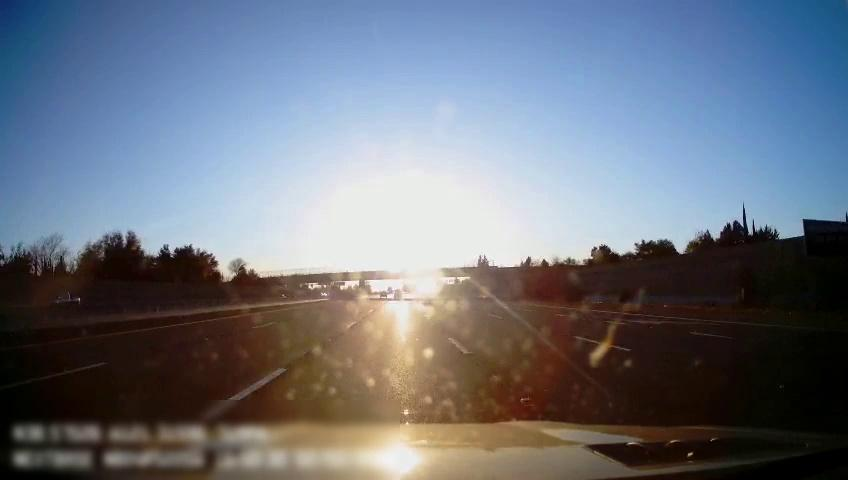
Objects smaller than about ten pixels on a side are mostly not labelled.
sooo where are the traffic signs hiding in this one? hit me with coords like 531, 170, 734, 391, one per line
802, 218, 848, 258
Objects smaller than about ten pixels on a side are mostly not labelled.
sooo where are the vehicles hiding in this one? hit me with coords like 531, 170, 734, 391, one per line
379, 291, 388, 299
417, 296, 433, 304
393, 289, 402, 300
45, 290, 81, 305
